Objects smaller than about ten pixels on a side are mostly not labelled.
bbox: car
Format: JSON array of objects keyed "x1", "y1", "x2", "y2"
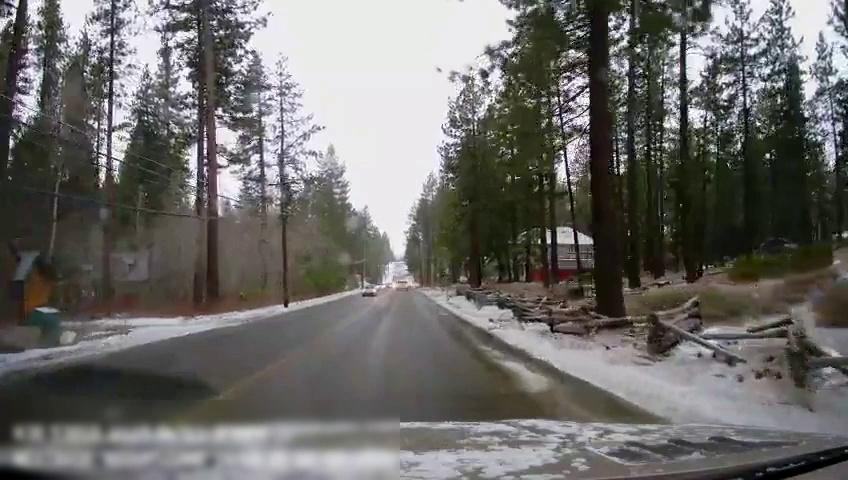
[{"x1": 362, "y1": 284, "x2": 379, "y2": 298}]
